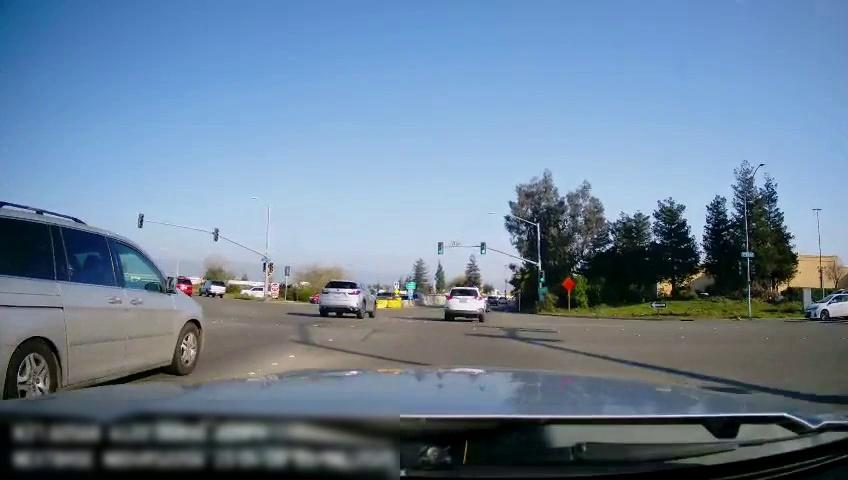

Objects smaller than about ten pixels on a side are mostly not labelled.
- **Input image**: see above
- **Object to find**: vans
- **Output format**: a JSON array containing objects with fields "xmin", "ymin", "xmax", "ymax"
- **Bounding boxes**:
[{"xmin": 0, "ymin": 199, "xmax": 205, "ymax": 404}]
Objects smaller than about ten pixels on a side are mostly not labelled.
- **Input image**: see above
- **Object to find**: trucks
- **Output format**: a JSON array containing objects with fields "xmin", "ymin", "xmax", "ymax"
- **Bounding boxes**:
[{"xmin": 239, "ymin": 286, "xmax": 272, "ymax": 299}]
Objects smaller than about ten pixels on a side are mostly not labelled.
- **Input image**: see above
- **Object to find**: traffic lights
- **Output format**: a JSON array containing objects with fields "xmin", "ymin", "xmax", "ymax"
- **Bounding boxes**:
[
  {"xmin": 537, "ymin": 269, "xmax": 545, "ymax": 284},
  {"xmin": 737, "ymin": 260, "xmax": 743, "ymax": 276},
  {"xmin": 213, "ymin": 227, "xmax": 220, "ymax": 241},
  {"xmin": 750, "ymin": 260, "xmax": 759, "ymax": 276},
  {"xmin": 437, "ymin": 240, "xmax": 444, "ymax": 255},
  {"xmin": 262, "ymin": 262, "xmax": 267, "ymax": 273},
  {"xmin": 479, "ymin": 241, "xmax": 487, "ymax": 257},
  {"xmin": 267, "ymin": 262, "xmax": 274, "ymax": 273},
  {"xmin": 137, "ymin": 213, "xmax": 145, "ymax": 229}
]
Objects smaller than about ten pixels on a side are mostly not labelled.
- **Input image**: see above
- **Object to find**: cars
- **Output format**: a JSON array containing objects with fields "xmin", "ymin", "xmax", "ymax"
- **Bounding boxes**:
[
  {"xmin": 807, "ymin": 293, "xmax": 848, "ymax": 322},
  {"xmin": 308, "ymin": 295, "xmax": 320, "ymax": 305}
]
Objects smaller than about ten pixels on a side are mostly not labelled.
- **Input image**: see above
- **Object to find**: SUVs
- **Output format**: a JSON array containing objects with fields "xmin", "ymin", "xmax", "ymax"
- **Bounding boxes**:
[
  {"xmin": 318, "ymin": 279, "xmax": 378, "ymax": 320},
  {"xmin": 445, "ymin": 286, "xmax": 486, "ymax": 323},
  {"xmin": 174, "ymin": 276, "xmax": 193, "ymax": 297},
  {"xmin": 198, "ymin": 279, "xmax": 226, "ymax": 299}
]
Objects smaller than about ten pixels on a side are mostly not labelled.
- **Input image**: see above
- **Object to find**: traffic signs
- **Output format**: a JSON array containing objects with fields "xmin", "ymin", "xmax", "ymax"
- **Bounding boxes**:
[
  {"xmin": 741, "ymin": 251, "xmax": 755, "ymax": 258},
  {"xmin": 405, "ymin": 281, "xmax": 417, "ymax": 289},
  {"xmin": 652, "ymin": 303, "xmax": 667, "ymax": 309},
  {"xmin": 562, "ymin": 277, "xmax": 576, "ymax": 293}
]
